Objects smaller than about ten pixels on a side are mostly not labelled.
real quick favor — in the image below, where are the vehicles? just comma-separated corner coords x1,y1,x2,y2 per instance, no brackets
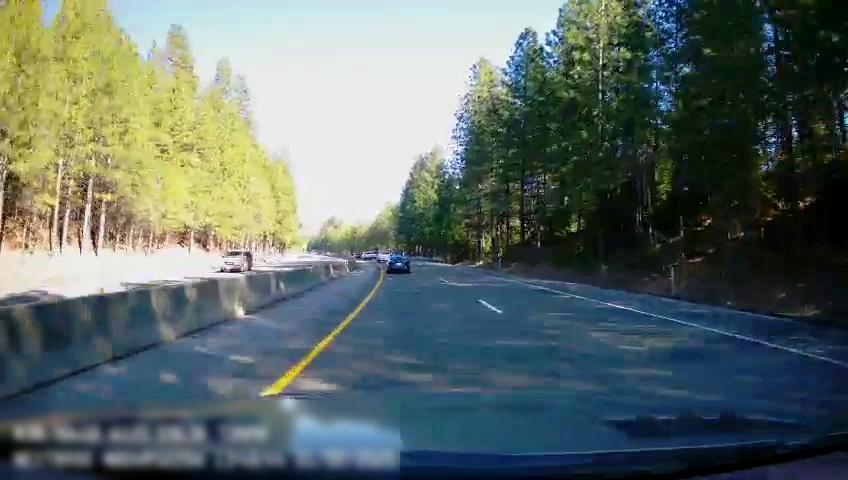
388,255,410,274
217,253,250,273
376,254,390,264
